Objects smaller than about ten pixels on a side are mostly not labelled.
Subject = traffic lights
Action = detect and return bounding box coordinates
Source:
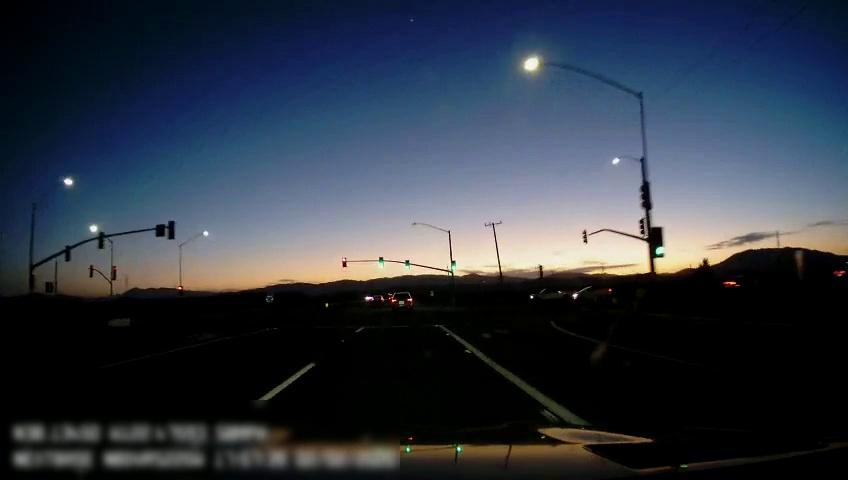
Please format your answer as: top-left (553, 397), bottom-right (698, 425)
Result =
top-left (639, 218), bottom-right (645, 235)
top-left (451, 260), bottom-right (457, 273)
top-left (404, 259), bottom-right (410, 270)
top-left (378, 256), bottom-right (384, 267)
top-left (98, 231), bottom-right (105, 250)
top-left (89, 264), bottom-right (94, 278)
top-left (178, 285), bottom-right (184, 296)
top-left (167, 220), bottom-right (175, 240)
top-left (651, 226), bottom-right (664, 259)
top-left (112, 265), bottom-right (117, 281)
top-left (30, 274), bottom-right (35, 289)
top-left (582, 230), bottom-right (588, 244)
top-left (64, 245), bottom-right (71, 262)
top-left (342, 257), bottom-right (347, 268)
top-left (640, 181), bottom-right (650, 209)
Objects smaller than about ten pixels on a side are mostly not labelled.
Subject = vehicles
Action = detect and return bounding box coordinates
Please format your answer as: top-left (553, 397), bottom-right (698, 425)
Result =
top-left (372, 295), bottom-right (385, 306)
top-left (529, 287), bottom-right (565, 302)
top-left (570, 284), bottom-right (613, 301)
top-left (833, 267), bottom-right (848, 278)
top-left (724, 274), bottom-right (758, 288)
top-left (391, 291), bottom-right (413, 312)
